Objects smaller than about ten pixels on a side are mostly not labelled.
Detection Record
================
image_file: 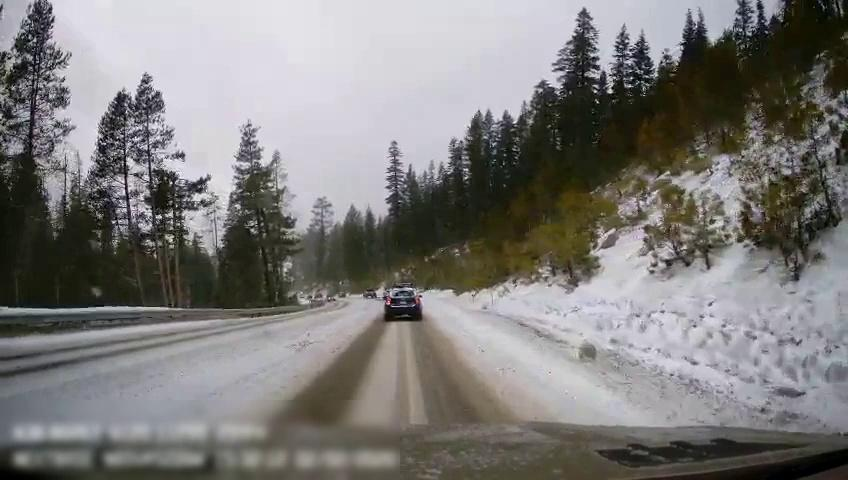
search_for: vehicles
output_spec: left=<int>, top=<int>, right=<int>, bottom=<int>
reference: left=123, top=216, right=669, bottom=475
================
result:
left=384, top=283, right=423, bottom=321
left=363, top=288, right=377, bottom=299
